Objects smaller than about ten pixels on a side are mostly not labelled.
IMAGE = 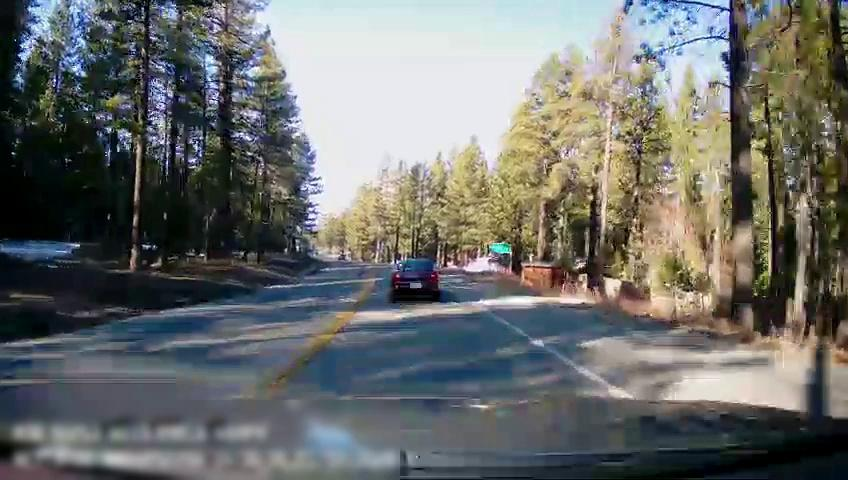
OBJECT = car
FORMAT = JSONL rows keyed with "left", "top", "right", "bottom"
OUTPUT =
{"left": 390, "top": 257, "right": 440, "bottom": 302}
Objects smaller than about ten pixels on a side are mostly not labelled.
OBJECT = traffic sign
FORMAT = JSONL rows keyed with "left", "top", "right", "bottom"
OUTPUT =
{"left": 489, "top": 242, "right": 512, "bottom": 254}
